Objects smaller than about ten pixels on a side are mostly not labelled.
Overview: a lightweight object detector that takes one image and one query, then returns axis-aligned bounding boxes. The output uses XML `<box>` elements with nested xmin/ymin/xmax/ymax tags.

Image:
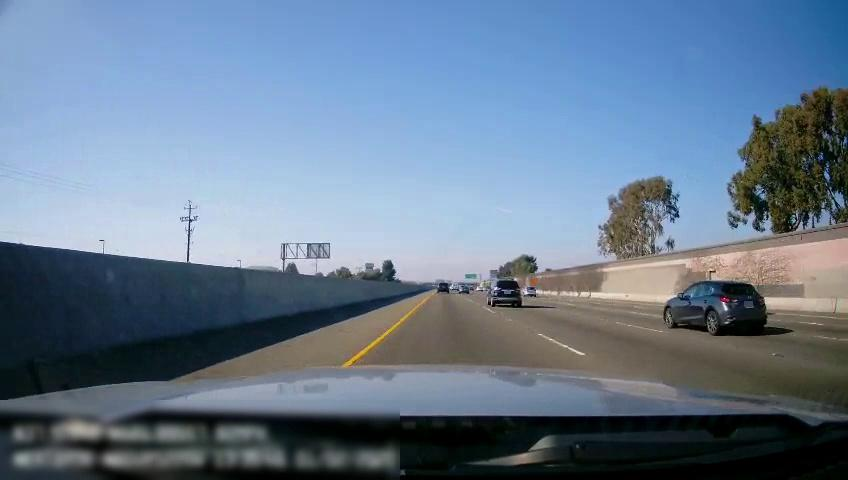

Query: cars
<box><xmin>458</xmin><ymin>284</ymin><xmax>470</xmax><ymax>295</ymax></box>
<box><xmin>523</xmin><ymin>286</ymin><xmax>537</xmax><ymax>297</ymax></box>
<box><xmin>661</xmin><ymin>281</ymin><xmax>768</xmax><ymax>336</ymax></box>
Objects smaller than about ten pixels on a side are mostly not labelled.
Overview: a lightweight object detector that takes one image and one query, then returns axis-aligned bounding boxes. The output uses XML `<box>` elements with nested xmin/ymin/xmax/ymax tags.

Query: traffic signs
<box><xmin>465</xmin><ymin>273</ymin><xmax>477</xmax><ymax>279</ymax></box>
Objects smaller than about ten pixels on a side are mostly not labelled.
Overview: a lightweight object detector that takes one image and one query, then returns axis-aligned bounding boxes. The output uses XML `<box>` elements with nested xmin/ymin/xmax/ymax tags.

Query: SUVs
<box><xmin>436</xmin><ymin>281</ymin><xmax>450</xmax><ymax>294</ymax></box>
<box><xmin>486</xmin><ymin>279</ymin><xmax>522</xmax><ymax>308</ymax></box>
